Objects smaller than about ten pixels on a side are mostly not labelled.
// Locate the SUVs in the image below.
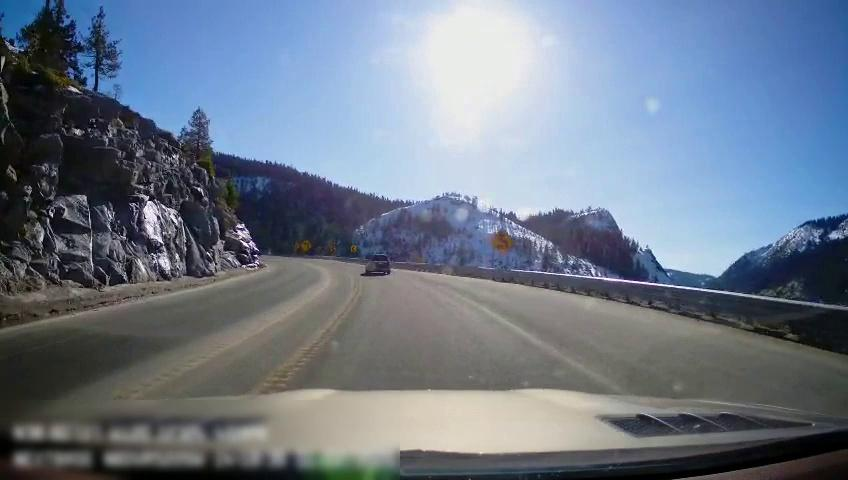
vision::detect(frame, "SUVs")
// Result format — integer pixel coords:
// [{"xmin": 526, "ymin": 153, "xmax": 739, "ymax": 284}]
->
[{"xmin": 364, "ymin": 252, "xmax": 392, "ymax": 275}]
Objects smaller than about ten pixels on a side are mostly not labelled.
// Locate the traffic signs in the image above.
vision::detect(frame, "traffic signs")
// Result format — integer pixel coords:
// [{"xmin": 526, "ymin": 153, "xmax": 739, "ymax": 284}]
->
[
  {"xmin": 302, "ymin": 239, "xmax": 313, "ymax": 253},
  {"xmin": 490, "ymin": 227, "xmax": 516, "ymax": 255}
]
